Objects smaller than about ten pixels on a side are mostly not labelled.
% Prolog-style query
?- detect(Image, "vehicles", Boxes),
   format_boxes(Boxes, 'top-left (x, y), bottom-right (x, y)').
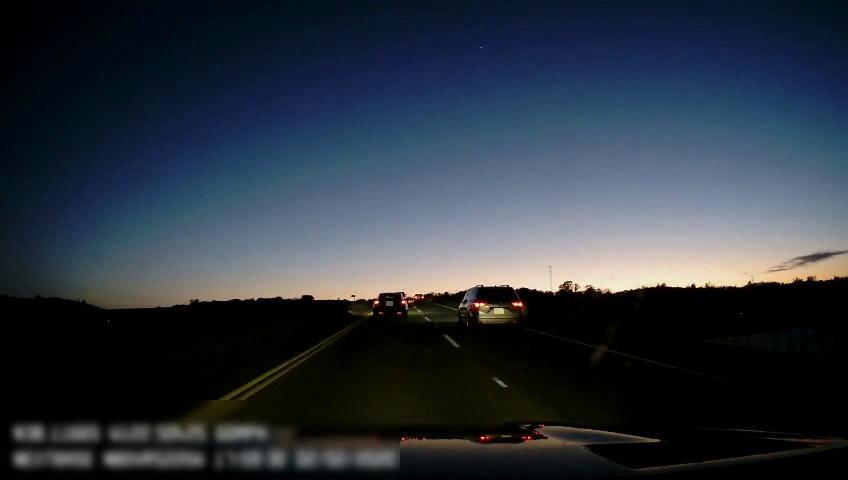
top-left (456, 284), bottom-right (523, 328)
top-left (373, 291), bottom-right (408, 318)
top-left (413, 293), bottom-right (424, 303)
